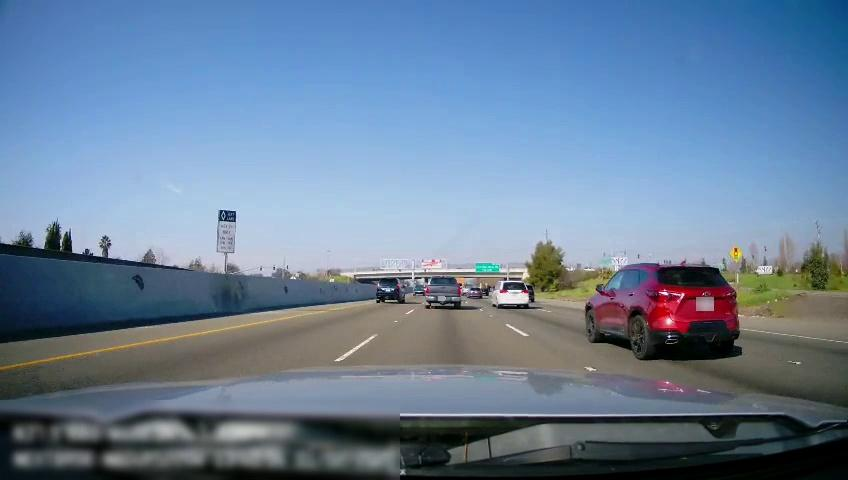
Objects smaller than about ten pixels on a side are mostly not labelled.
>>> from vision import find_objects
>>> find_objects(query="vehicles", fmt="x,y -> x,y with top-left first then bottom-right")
526,284 -> 536,303
584,263 -> 741,358
424,276 -> 463,310
374,277 -> 408,306
468,286 -> 483,299
414,285 -> 425,296
490,280 -> 529,309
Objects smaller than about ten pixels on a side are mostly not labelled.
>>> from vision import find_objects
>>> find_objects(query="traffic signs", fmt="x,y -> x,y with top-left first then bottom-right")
421,259 -> 447,271
732,248 -> 740,259
474,261 -> 501,275
217,209 -> 237,254
758,265 -> 771,274
613,256 -> 625,266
